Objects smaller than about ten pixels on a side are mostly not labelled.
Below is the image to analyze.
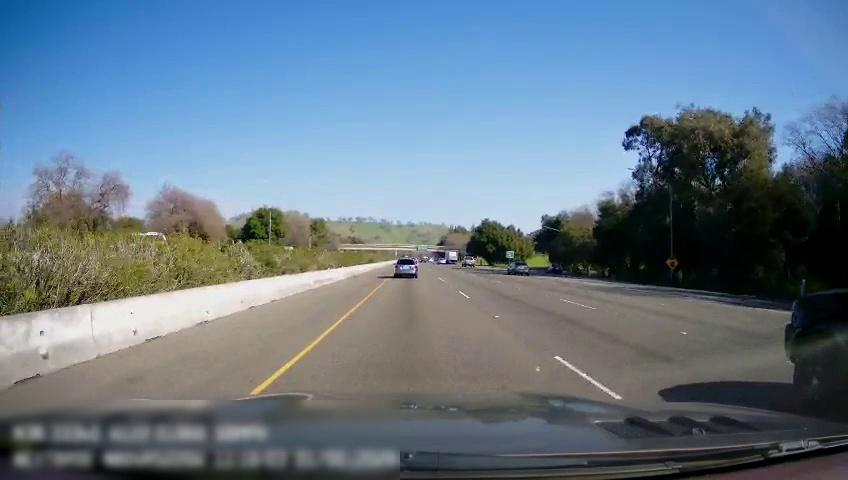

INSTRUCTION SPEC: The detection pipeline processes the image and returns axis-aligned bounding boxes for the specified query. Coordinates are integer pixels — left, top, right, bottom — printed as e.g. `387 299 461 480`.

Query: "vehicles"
131 231 166 241
393 258 418 278
546 263 562 274
445 250 458 265
461 256 476 268
506 261 530 276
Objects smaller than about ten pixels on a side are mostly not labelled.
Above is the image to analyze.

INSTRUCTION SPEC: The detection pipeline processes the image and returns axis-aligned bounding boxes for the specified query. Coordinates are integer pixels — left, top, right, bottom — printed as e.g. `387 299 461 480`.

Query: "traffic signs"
416 246 428 252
